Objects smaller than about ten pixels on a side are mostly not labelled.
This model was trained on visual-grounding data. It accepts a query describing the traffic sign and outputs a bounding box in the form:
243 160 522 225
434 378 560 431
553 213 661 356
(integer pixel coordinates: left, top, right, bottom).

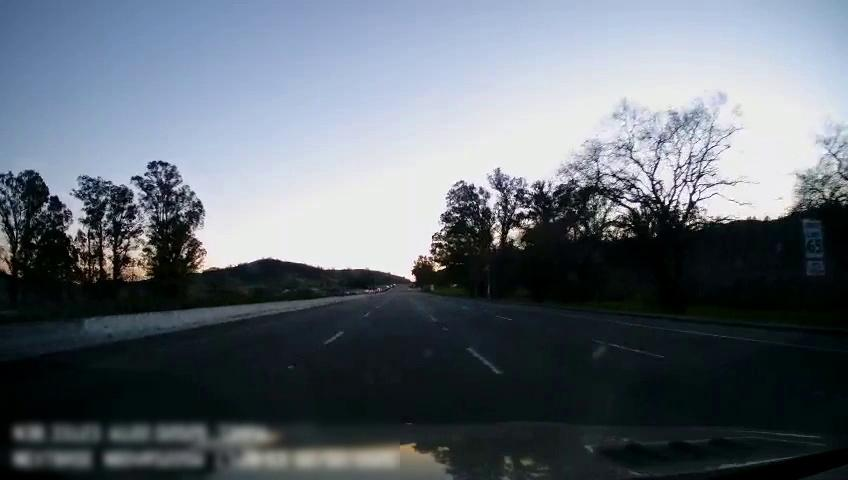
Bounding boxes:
803 219 827 277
